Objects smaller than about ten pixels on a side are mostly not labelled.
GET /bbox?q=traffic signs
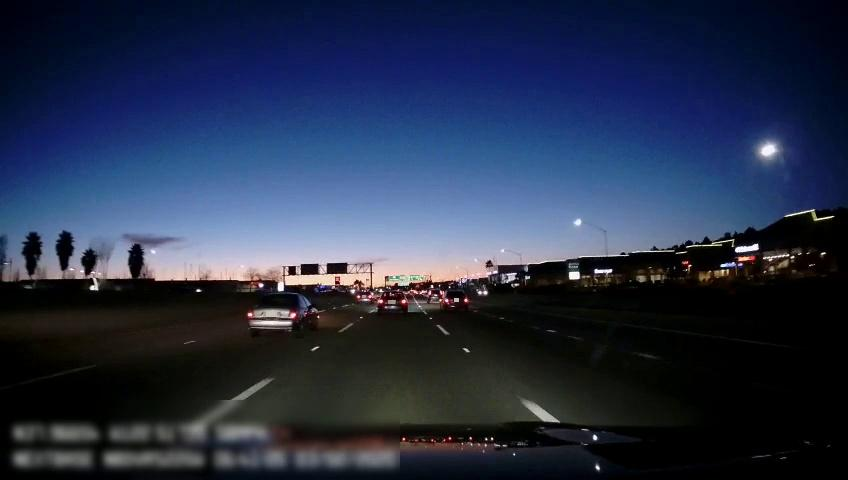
[400,275,411,281]
[389,275,400,281]
[411,275,424,281]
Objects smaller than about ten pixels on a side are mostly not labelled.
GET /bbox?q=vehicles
[377,291,408,315]
[426,289,444,304]
[474,288,488,296]
[439,291,469,313]
[356,291,375,305]
[371,288,386,300]
[247,292,319,337]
